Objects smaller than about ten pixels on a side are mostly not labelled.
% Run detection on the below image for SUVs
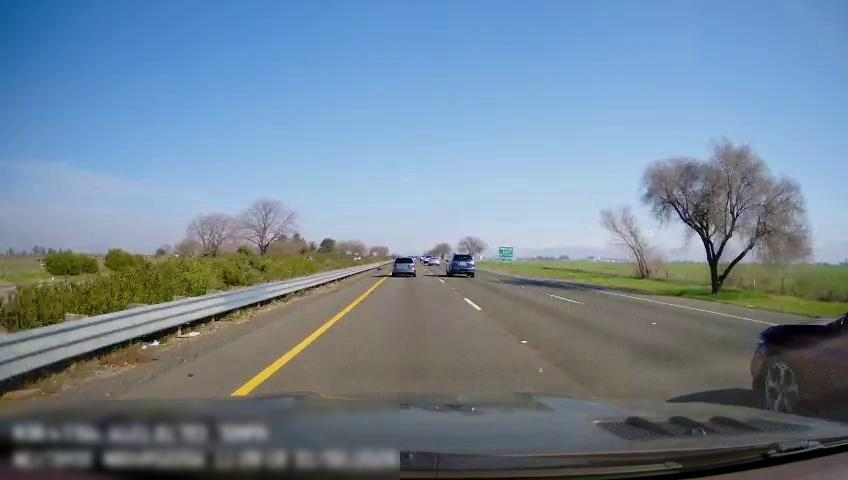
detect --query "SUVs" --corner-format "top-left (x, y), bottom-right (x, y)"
top-left (444, 253), bottom-right (478, 279)
top-left (389, 256), bottom-right (416, 278)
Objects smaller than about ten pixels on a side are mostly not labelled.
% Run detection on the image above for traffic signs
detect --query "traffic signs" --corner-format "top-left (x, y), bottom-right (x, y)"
top-left (497, 247), bottom-right (515, 260)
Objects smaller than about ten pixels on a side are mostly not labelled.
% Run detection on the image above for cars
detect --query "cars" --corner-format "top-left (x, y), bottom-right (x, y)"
top-left (749, 313), bottom-right (848, 426)
top-left (426, 256), bottom-right (443, 268)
